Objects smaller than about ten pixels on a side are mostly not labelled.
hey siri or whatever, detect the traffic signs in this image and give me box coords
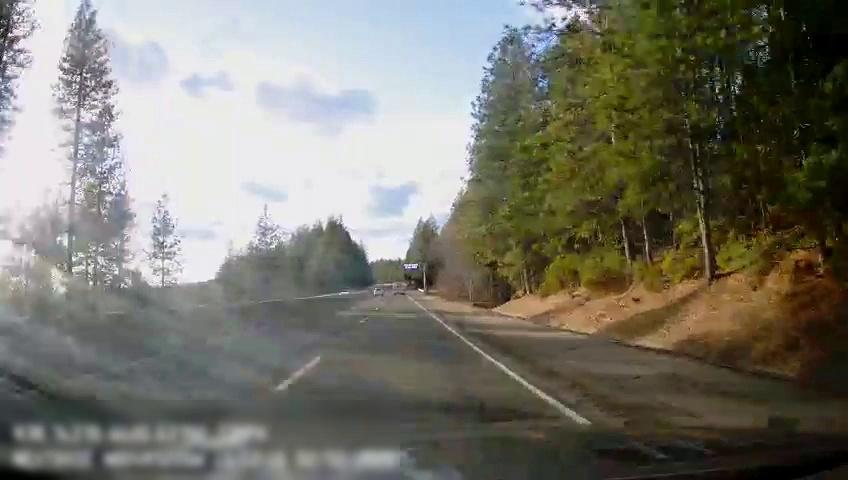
[404,263,418,270]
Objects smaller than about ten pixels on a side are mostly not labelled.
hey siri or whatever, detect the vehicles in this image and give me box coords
[393,283,405,295]
[372,286,384,297]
